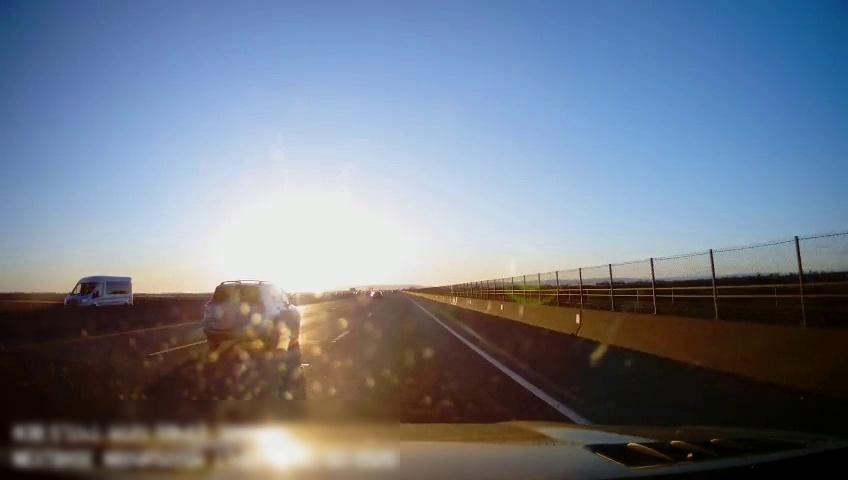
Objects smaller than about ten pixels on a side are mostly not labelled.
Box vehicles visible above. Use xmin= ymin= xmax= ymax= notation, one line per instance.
xmin=202 ymin=279 xmax=301 ymax=351
xmin=371 ymin=290 xmax=384 ymax=300
xmin=63 ymin=276 xmax=134 ymax=308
